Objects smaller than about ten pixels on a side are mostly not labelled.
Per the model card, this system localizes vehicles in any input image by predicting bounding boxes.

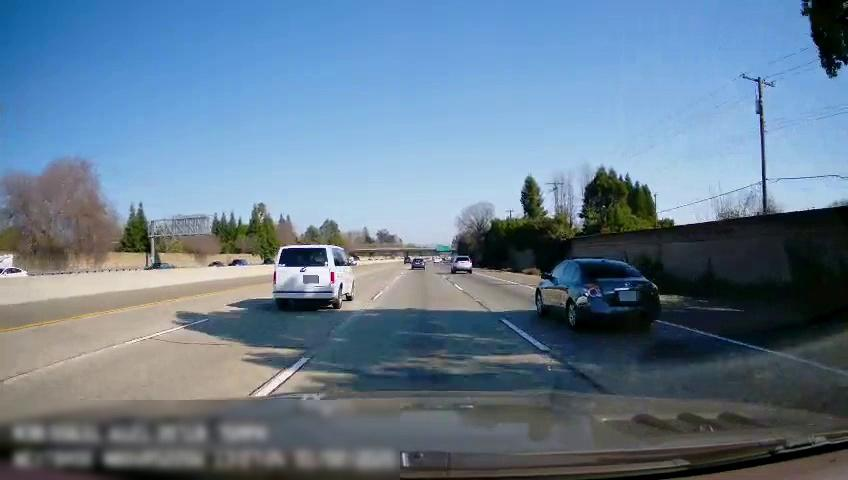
[207,261,225,268]
[535,257,661,329]
[411,257,426,270]
[0,267,29,278]
[143,262,176,271]
[0,254,14,268]
[450,255,473,274]
[271,245,356,312]
[227,259,249,266]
